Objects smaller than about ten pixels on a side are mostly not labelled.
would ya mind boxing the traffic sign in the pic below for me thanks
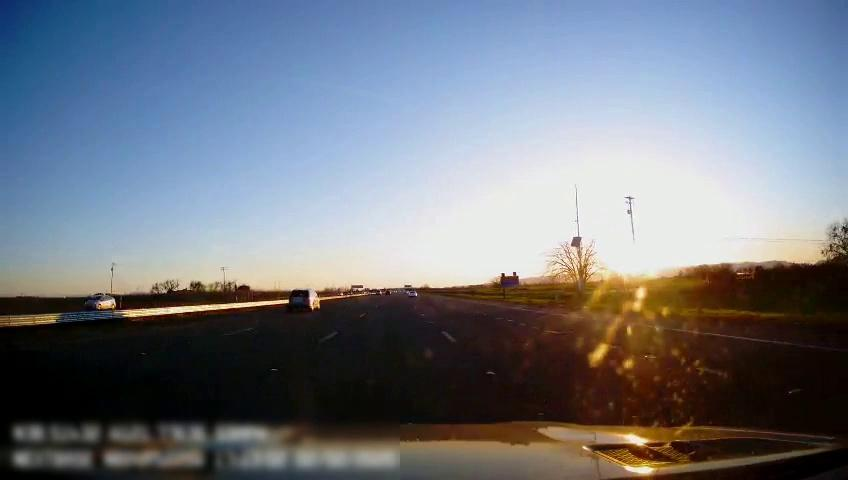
[500,276,519,288]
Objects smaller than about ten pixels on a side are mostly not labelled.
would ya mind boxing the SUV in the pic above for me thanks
[288,288,321,312]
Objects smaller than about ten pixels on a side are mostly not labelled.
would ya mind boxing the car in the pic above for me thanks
[84,295,117,311]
